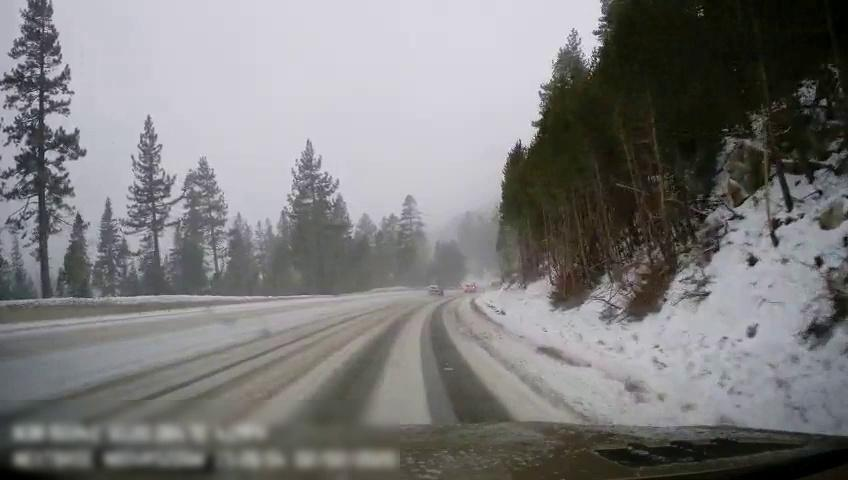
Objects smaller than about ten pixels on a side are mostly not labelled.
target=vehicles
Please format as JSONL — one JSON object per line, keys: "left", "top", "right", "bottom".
{"left": 428, "top": 285, "right": 445, "bottom": 297}
{"left": 463, "top": 282, "right": 477, "bottom": 293}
